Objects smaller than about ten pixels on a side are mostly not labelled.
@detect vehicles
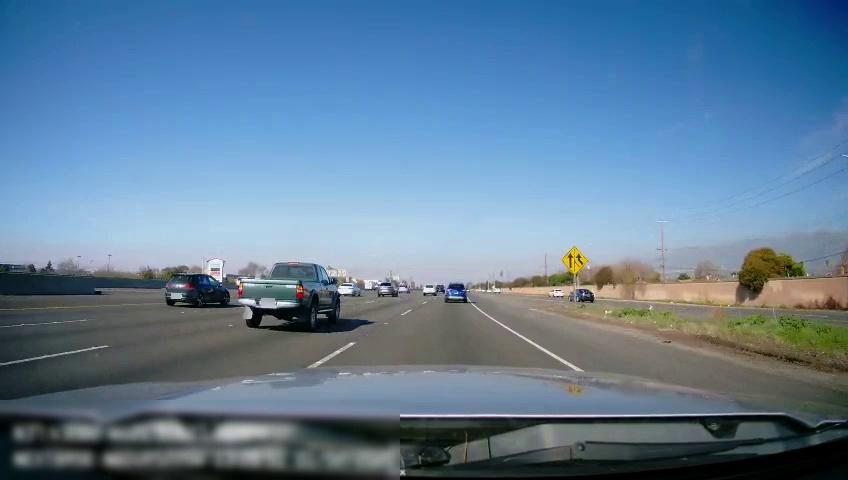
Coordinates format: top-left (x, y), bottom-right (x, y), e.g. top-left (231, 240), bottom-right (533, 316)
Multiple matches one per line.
top-left (236, 261), bottom-right (342, 332)
top-left (435, 284), bottom-right (446, 293)
top-left (547, 288), bottom-right (565, 299)
top-left (377, 282), bottom-right (399, 298)
top-left (235, 275), bottom-right (254, 289)
top-left (398, 283), bottom-right (411, 294)
top-left (163, 272), bottom-right (231, 308)
top-left (423, 283), bottom-right (438, 297)
top-left (444, 283), bottom-right (468, 304)
top-left (337, 282), bottom-right (361, 297)
top-left (567, 288), bottom-right (596, 303)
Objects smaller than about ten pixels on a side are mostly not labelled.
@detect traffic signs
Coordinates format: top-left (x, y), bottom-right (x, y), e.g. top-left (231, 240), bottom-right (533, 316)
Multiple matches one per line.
top-left (561, 245), bottom-right (590, 274)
